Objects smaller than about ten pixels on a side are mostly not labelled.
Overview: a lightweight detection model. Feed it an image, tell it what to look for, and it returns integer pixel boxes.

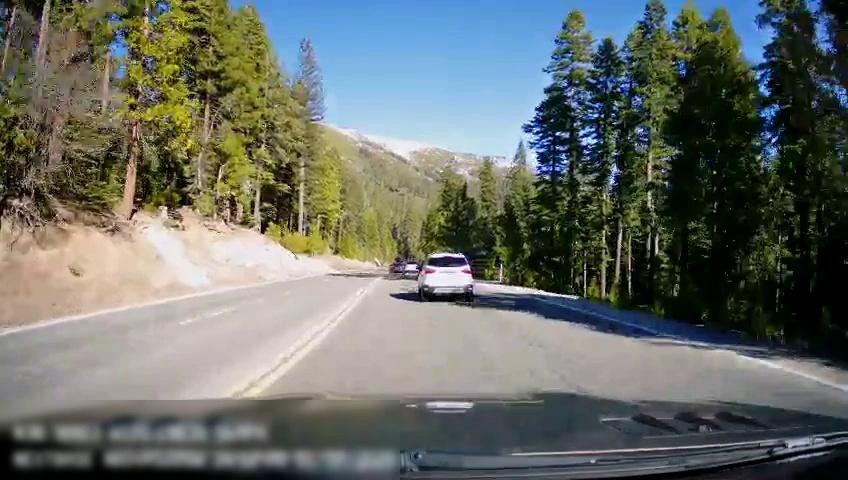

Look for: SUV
[416,253,475,303]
